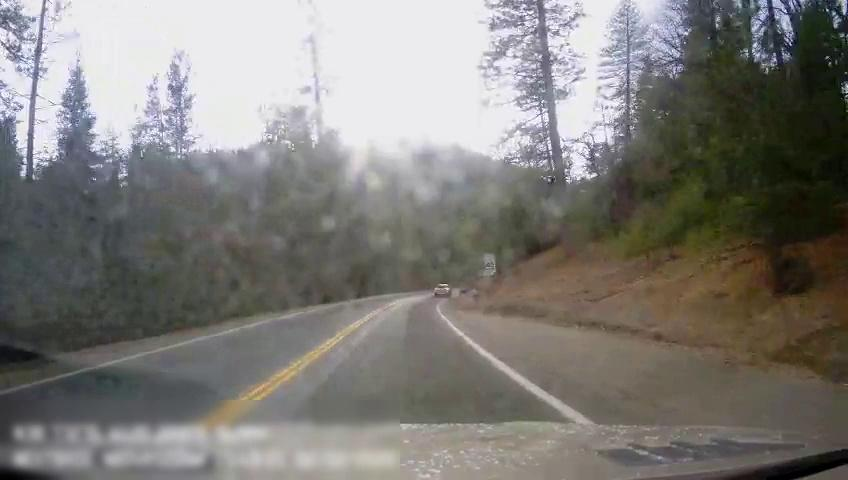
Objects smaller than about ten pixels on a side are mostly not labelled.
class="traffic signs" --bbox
[483,267,497,277]
[483,253,496,268]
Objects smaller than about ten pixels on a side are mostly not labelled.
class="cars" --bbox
[434,283,450,297]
